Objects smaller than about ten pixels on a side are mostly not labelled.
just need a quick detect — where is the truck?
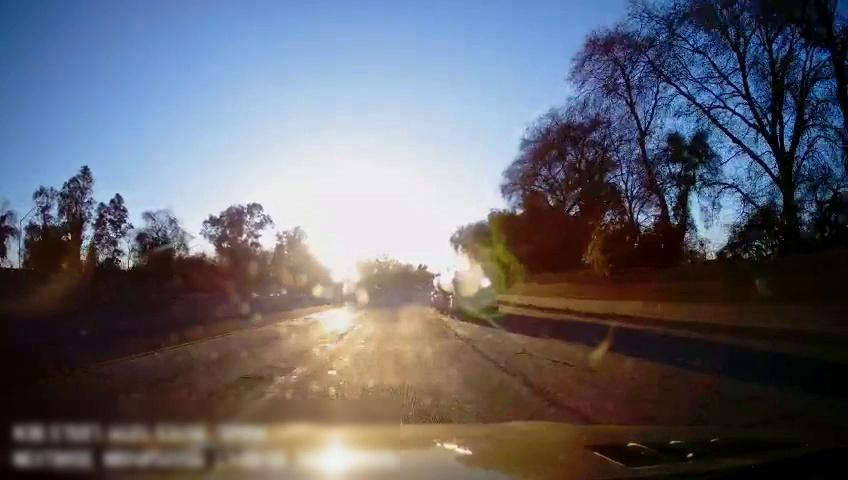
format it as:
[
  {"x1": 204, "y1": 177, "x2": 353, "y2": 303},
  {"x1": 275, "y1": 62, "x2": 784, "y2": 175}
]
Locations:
[{"x1": 430, "y1": 266, "x2": 497, "y2": 319}]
